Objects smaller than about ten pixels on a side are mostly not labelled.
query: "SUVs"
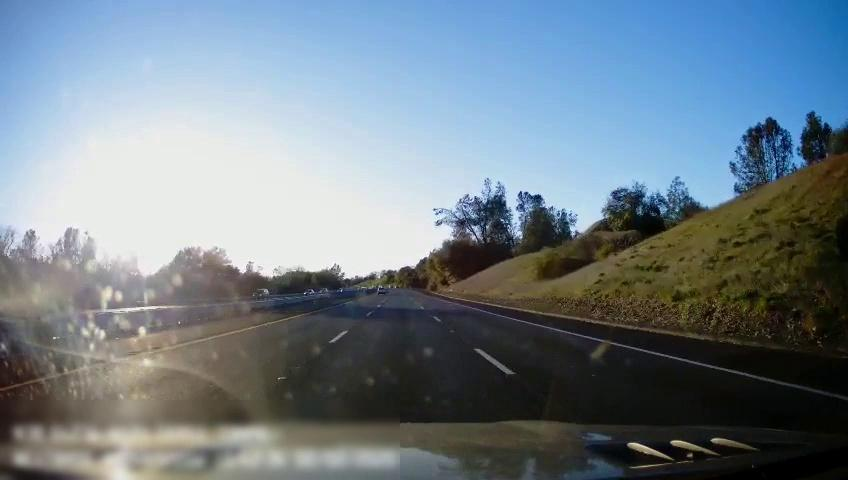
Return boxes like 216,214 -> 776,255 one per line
376,285 -> 389,295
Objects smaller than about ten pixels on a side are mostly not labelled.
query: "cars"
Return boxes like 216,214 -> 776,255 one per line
251,288 -> 270,301
304,288 -> 316,297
